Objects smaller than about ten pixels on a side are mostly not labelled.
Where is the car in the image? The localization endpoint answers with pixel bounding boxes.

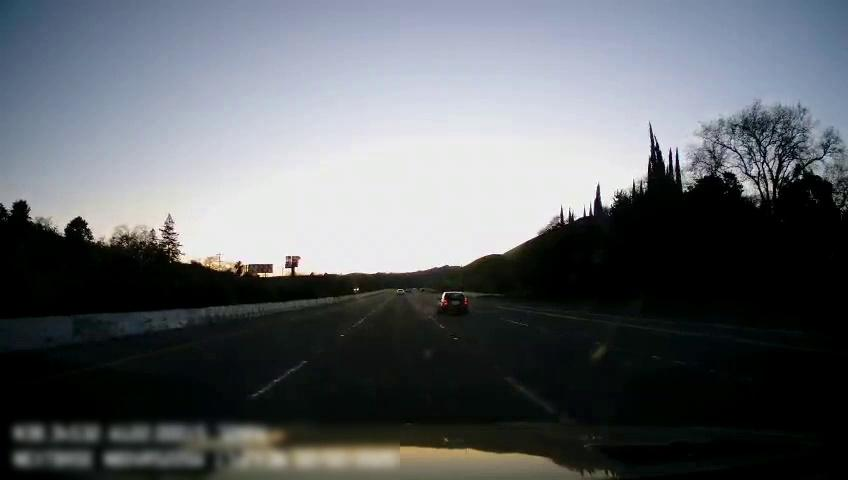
[438,292,469,316]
